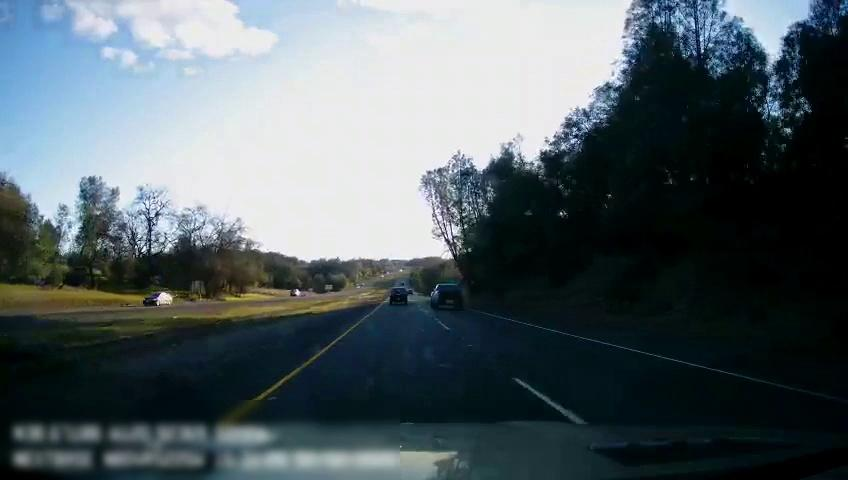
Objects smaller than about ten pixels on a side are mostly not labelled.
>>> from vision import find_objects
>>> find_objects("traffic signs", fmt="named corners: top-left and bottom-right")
top-left (438, 280), bottom-right (456, 285)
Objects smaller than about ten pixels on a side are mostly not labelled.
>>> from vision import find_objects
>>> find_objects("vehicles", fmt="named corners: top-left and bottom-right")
top-left (389, 287), bottom-right (408, 306)
top-left (143, 292), bottom-right (173, 307)
top-left (290, 288), bottom-right (302, 297)
top-left (430, 283), bottom-right (469, 312)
